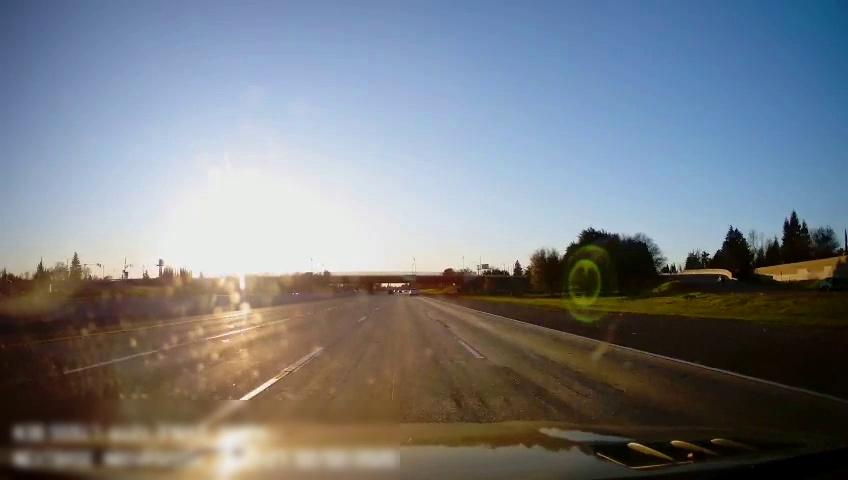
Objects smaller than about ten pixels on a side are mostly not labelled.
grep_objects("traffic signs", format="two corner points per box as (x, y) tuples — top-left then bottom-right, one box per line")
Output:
(404, 275), (416, 283)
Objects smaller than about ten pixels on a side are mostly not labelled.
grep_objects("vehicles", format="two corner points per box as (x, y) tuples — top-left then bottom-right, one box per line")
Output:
(818, 277), (848, 293)
(408, 287), (419, 297)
